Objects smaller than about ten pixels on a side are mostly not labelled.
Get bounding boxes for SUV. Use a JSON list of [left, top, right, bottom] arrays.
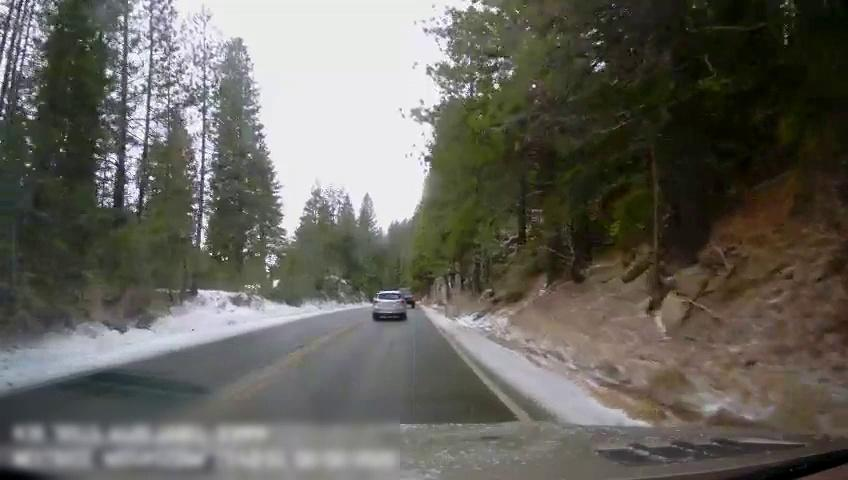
[[373, 291, 406, 320]]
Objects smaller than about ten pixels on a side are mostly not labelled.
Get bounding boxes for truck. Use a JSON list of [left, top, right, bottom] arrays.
[[396, 289, 415, 309]]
